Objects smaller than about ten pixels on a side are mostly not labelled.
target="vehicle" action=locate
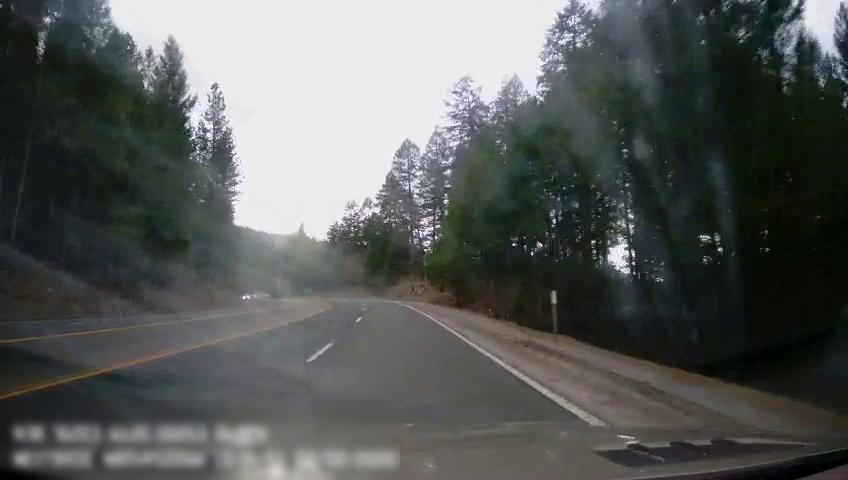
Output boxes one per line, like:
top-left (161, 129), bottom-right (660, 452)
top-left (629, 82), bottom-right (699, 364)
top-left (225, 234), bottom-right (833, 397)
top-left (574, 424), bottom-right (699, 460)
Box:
top-left (239, 292), bottom-right (251, 301)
